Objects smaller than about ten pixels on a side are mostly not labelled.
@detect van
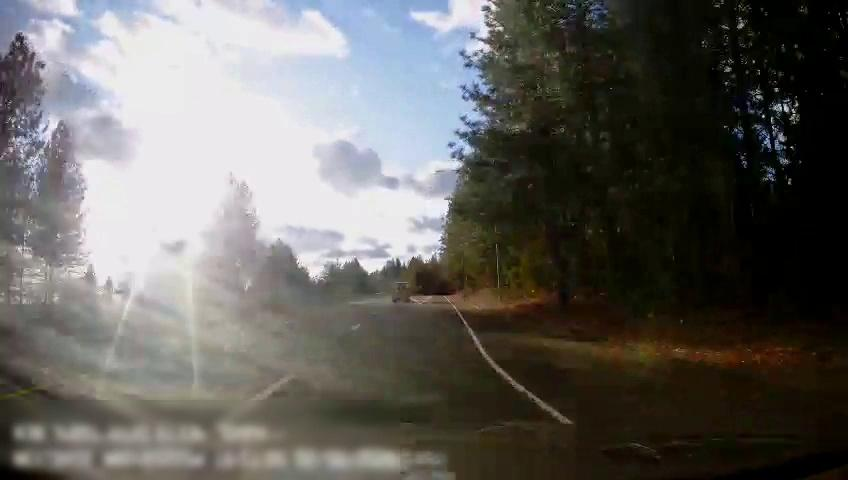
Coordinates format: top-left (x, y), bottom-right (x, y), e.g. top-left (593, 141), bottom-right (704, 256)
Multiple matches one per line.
top-left (390, 281), bottom-right (411, 303)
